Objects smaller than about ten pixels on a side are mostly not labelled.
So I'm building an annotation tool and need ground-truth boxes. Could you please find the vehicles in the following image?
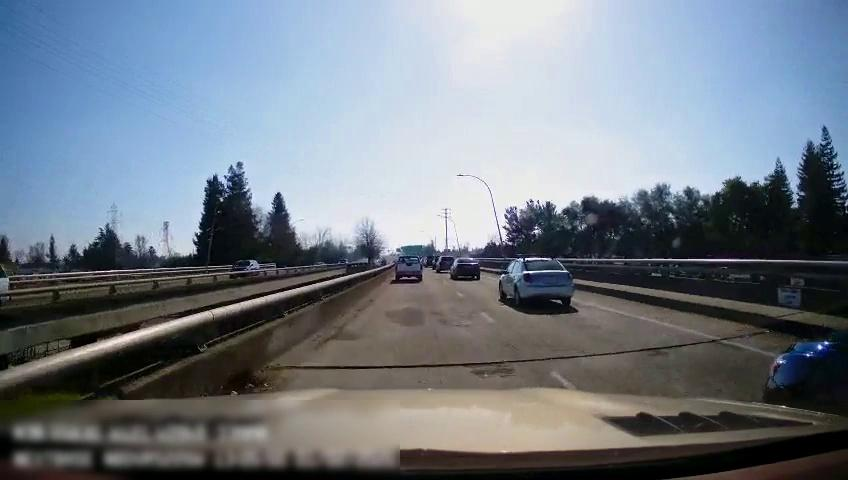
[761,339,848,418]
[450,258,481,280]
[431,256,440,270]
[423,255,433,268]
[394,255,423,281]
[229,259,260,280]
[499,256,575,309]
[436,256,455,273]
[0,264,10,301]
